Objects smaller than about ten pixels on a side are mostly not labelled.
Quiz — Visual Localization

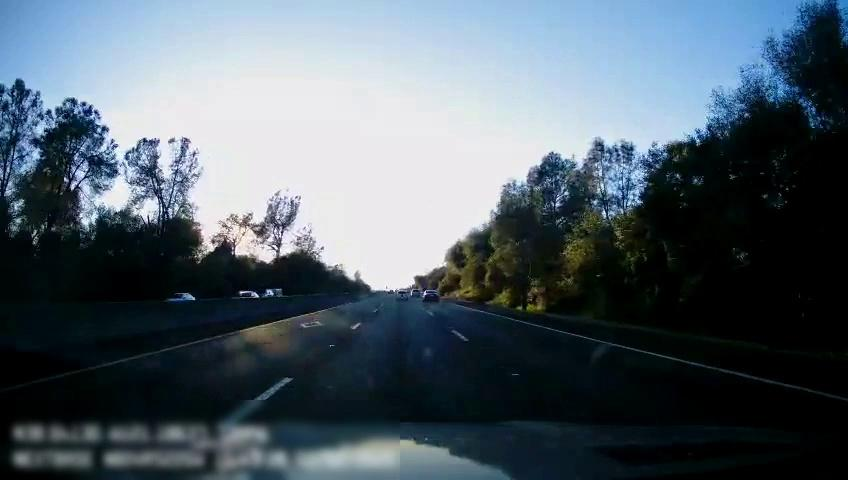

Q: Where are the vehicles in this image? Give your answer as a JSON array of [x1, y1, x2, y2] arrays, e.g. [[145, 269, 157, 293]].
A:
[[254, 288, 275, 298], [165, 292, 196, 302], [410, 288, 422, 297], [395, 289, 409, 300], [271, 288, 283, 297], [421, 289, 440, 303], [232, 290, 260, 298]]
